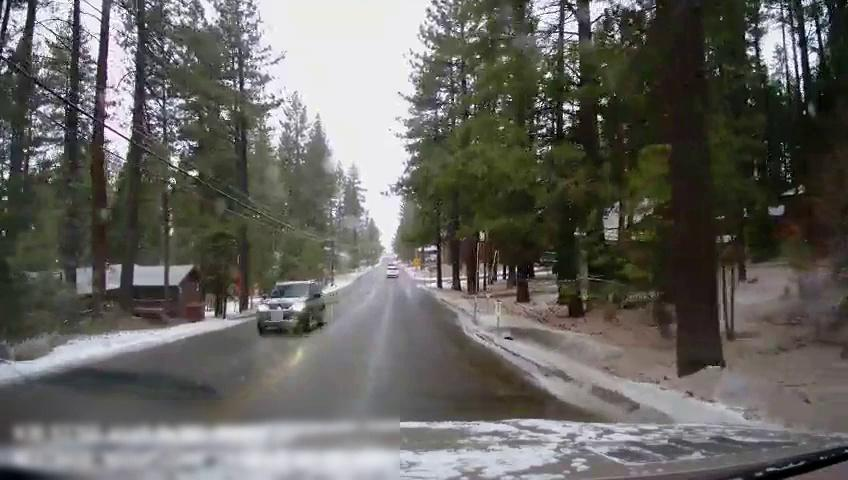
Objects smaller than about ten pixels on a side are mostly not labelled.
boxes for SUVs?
[384,265,400,279]
[254,280,328,335]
